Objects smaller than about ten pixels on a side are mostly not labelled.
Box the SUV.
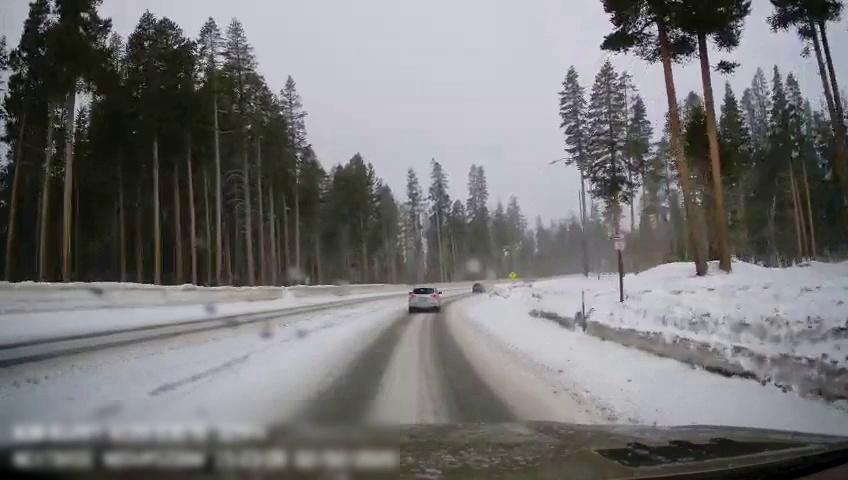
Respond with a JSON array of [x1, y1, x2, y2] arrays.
[[407, 286, 445, 314]]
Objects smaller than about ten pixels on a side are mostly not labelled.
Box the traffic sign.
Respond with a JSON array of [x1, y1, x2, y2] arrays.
[[613, 233, 626, 250]]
